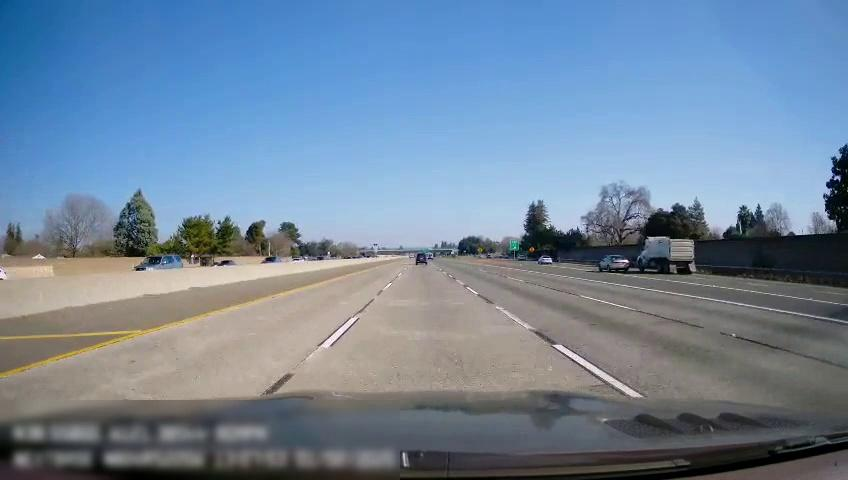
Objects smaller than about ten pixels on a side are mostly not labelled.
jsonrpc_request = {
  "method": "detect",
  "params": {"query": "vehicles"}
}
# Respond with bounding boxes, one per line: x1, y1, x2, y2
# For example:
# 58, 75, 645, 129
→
217, 259, 237, 266
415, 252, 427, 265
132, 255, 185, 272
537, 255, 553, 264
598, 254, 631, 272
259, 256, 281, 264
636, 237, 694, 275
0, 267, 9, 281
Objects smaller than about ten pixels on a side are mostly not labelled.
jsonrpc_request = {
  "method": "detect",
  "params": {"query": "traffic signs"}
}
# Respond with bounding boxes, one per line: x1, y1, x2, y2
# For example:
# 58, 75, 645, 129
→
509, 239, 520, 251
